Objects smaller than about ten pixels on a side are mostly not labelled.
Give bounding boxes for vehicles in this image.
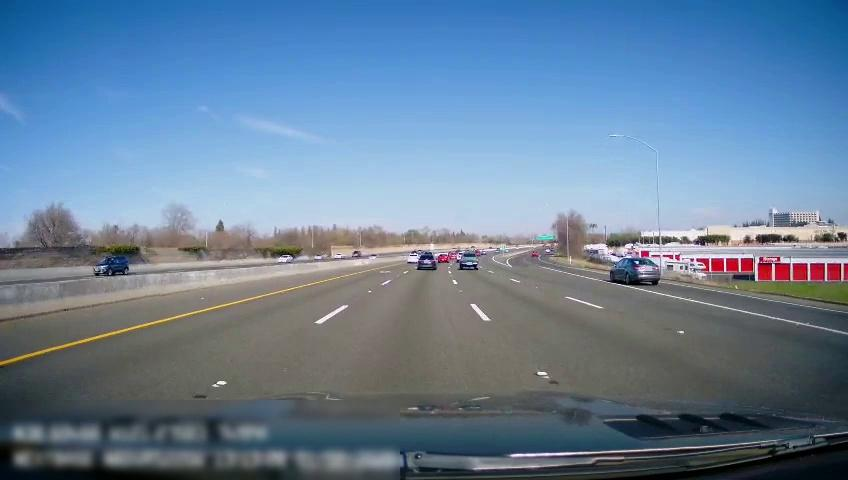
[456,251,464,264]
[93,255,129,277]
[437,253,450,264]
[407,252,423,264]
[277,254,294,263]
[459,253,479,271]
[608,257,661,286]
[351,250,362,258]
[417,254,437,271]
